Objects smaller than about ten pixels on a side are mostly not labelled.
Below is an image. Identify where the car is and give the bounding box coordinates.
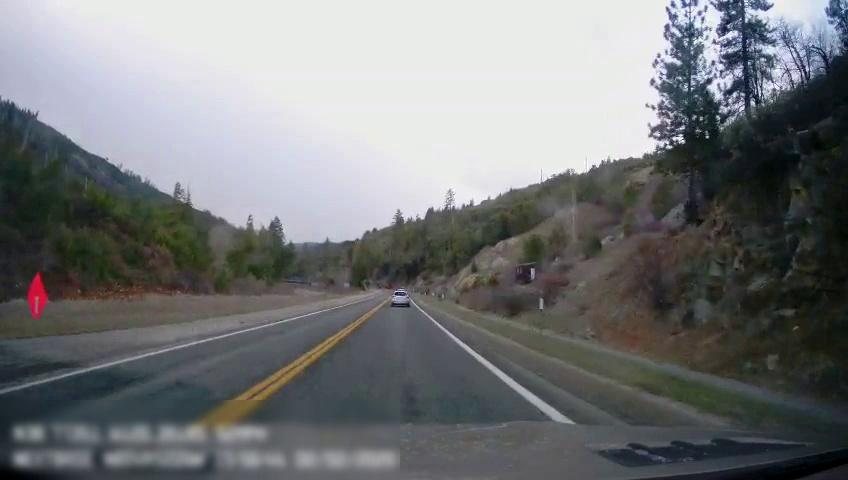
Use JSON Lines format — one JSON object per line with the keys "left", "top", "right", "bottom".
{"left": 391, "top": 290, "right": 410, "bottom": 307}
